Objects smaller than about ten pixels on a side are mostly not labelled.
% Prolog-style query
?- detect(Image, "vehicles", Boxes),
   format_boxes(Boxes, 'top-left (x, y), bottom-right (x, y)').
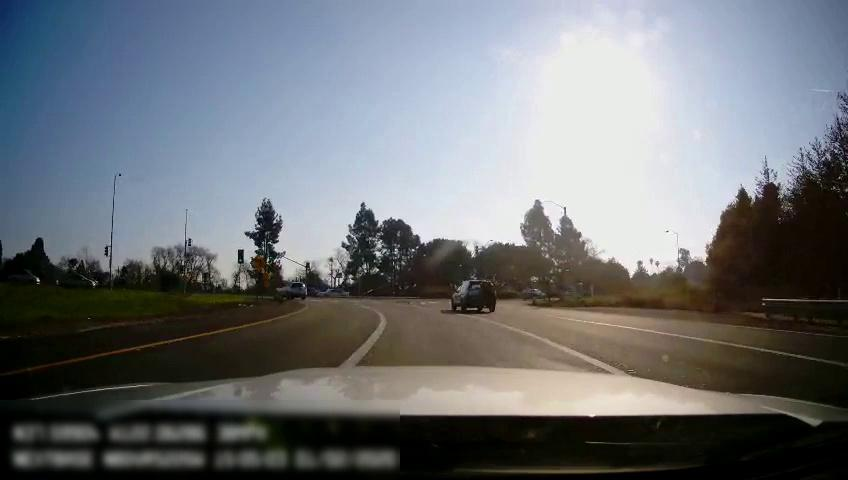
top-left (306, 288), bottom-right (321, 298)
top-left (527, 287), bottom-right (546, 297)
top-left (317, 288), bottom-right (350, 298)
top-left (451, 280), bottom-right (497, 314)
top-left (6, 267), bottom-right (41, 288)
top-left (274, 281), bottom-right (307, 299)
top-left (60, 273), bottom-right (100, 289)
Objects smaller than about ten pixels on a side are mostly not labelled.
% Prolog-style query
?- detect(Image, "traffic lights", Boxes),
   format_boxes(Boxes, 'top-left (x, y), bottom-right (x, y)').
top-left (103, 246), bottom-right (109, 258)
top-left (187, 237), bottom-right (192, 248)
top-left (237, 249), bottom-right (244, 264)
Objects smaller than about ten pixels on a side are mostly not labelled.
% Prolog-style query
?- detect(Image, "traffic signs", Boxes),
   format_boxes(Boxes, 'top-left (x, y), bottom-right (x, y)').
top-left (251, 254), bottom-right (268, 272)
